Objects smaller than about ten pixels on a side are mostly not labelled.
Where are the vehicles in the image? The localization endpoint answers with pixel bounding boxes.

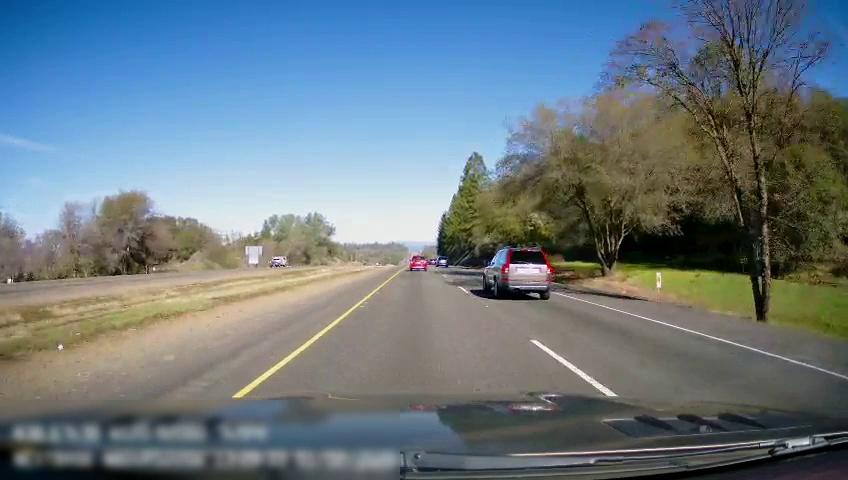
[480,246,554,301]
[434,255,450,268]
[269,256,289,268]
[408,255,427,271]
